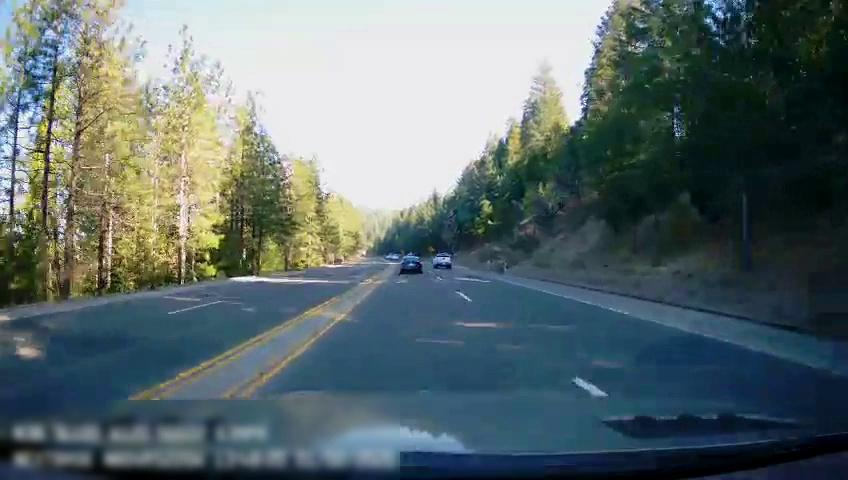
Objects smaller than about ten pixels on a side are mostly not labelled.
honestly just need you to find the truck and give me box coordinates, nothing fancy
[432,254,453,270]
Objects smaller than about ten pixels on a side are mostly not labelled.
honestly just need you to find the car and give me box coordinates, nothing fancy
[399,253,423,275]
